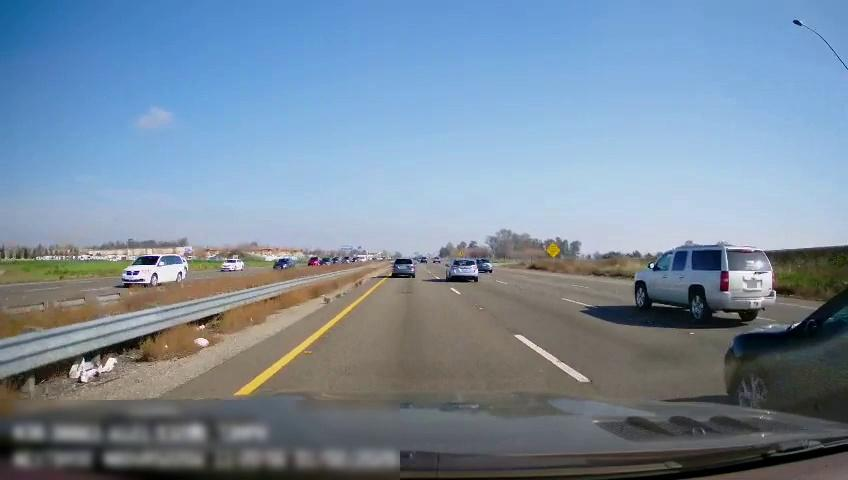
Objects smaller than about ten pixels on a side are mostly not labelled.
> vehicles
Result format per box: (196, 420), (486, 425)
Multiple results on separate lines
(340, 256), (352, 264)
(178, 257), (189, 274)
(332, 256), (344, 265)
(445, 257), (479, 282)
(272, 257), (297, 272)
(120, 253), (187, 289)
(219, 258), (245, 273)
(473, 257), (493, 273)
(390, 257), (416, 279)
(724, 282), (848, 425)
(318, 257), (334, 267)
(633, 243), (777, 324)
(307, 256), (323, 267)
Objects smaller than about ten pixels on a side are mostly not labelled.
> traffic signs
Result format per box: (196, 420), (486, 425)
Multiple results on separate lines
(545, 242), (561, 258)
